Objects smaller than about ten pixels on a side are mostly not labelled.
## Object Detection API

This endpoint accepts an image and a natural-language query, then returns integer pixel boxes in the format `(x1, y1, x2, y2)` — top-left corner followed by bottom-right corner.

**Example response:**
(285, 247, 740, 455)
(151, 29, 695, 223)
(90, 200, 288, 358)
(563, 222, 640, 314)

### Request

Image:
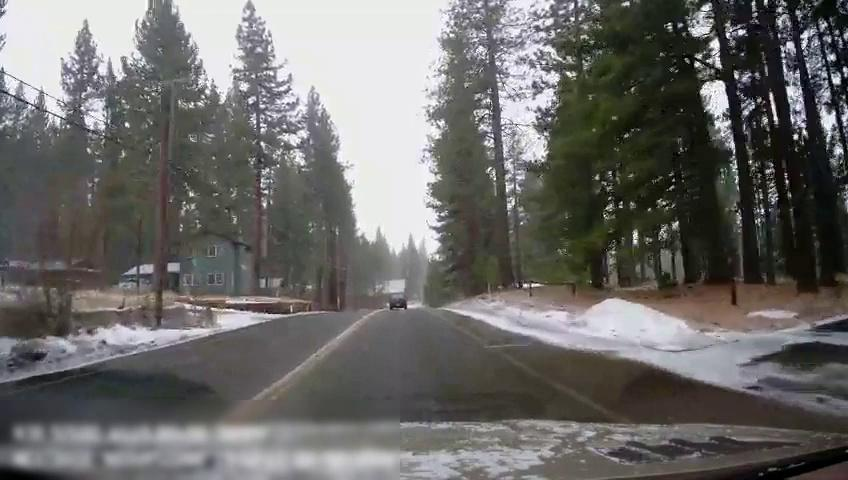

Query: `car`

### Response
(389, 298, 408, 310)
